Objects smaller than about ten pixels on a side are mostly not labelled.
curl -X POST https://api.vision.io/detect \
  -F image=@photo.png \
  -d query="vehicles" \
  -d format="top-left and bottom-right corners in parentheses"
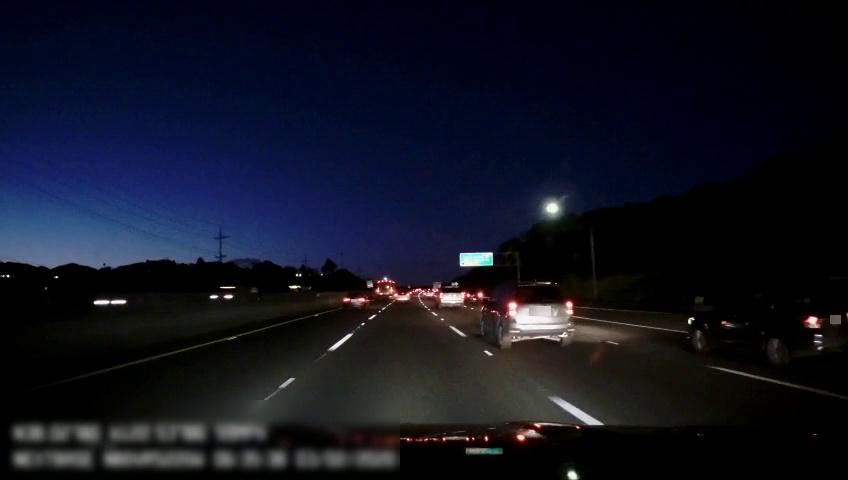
top-left (465, 289), bottom-right (484, 304)
top-left (435, 284), bottom-right (465, 310)
top-left (423, 290), bottom-right (434, 299)
top-left (687, 276), bottom-right (848, 371)
top-left (287, 282), bottom-right (314, 294)
top-left (89, 292), bottom-right (137, 316)
top-left (209, 284), bottom-right (260, 308)
top-left (341, 289), bottom-right (371, 312)
top-left (372, 279), bottom-right (397, 303)
top-left (479, 281), bottom-right (575, 349)
top-left (397, 286), bottom-right (414, 301)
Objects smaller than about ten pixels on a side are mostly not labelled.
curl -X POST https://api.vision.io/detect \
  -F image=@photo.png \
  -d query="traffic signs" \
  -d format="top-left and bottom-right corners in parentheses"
top-left (460, 251), bottom-right (493, 267)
